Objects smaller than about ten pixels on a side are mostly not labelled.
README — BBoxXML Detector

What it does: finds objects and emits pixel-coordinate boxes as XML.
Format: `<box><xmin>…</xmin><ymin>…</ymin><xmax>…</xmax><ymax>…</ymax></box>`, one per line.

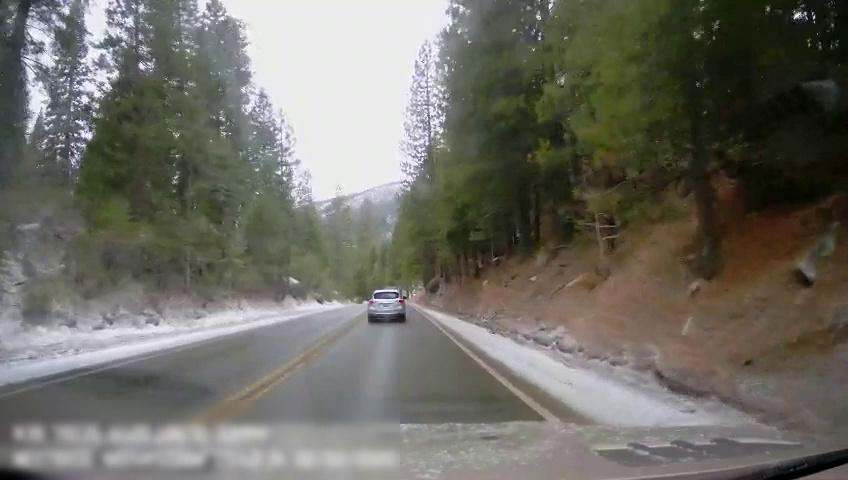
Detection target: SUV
<box><xmin>368</xmin><ymin>289</ymin><xmax>407</xmax><ymax>324</ymax></box>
